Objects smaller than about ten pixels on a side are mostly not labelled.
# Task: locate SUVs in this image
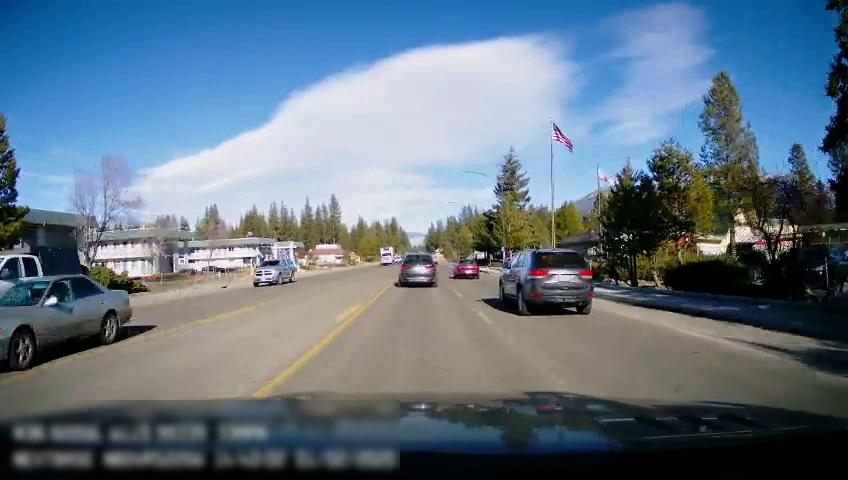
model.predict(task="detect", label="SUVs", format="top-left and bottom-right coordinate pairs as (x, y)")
top-left (499, 251), bottom-right (592, 317)
top-left (397, 253), bottom-right (438, 288)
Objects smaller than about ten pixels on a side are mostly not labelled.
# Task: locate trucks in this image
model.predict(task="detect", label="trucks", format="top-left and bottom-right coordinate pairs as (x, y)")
top-left (0, 254), bottom-right (43, 279)
top-left (380, 249), bottom-right (395, 265)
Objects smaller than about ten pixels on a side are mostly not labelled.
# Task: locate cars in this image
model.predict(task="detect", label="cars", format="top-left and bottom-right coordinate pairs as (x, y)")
top-left (0, 272), bottom-right (130, 372)
top-left (253, 260), bottom-right (295, 288)
top-left (454, 259), bottom-right (480, 281)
